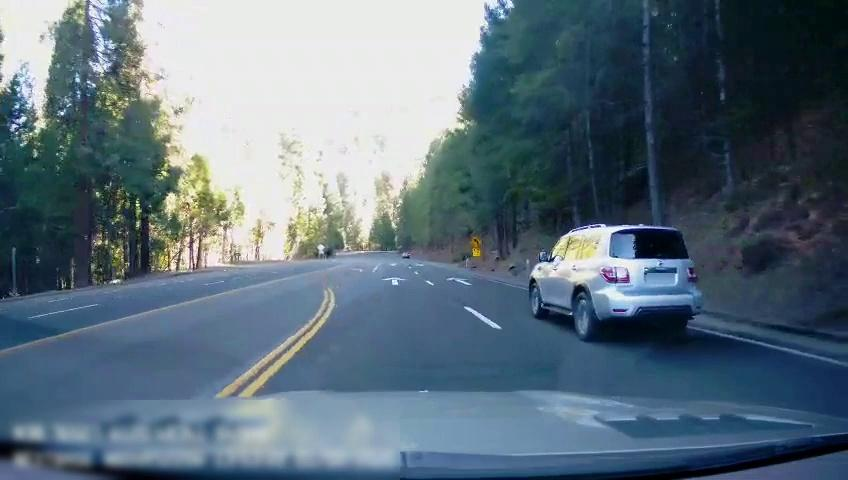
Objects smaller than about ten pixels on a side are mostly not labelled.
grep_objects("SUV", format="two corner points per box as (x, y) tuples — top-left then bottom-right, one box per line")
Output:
(527, 223), (705, 343)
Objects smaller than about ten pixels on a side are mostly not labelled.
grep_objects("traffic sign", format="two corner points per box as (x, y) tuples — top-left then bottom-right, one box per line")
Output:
(470, 234), (482, 249)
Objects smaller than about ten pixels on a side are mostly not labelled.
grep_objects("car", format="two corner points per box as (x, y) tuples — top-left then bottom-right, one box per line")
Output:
(400, 250), (411, 260)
